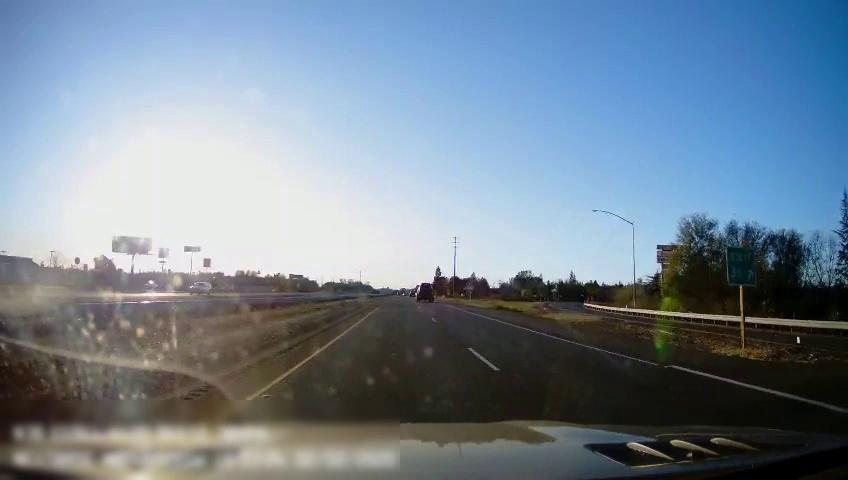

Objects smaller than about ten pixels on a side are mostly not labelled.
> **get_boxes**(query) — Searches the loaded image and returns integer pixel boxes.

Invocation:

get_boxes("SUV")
[190,282,211,295]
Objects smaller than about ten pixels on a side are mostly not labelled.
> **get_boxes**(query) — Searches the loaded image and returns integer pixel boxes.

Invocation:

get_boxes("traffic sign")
[726,247,757,287]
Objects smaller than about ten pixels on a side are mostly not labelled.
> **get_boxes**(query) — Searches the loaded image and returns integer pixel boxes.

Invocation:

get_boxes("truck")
[416,283,434,302]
